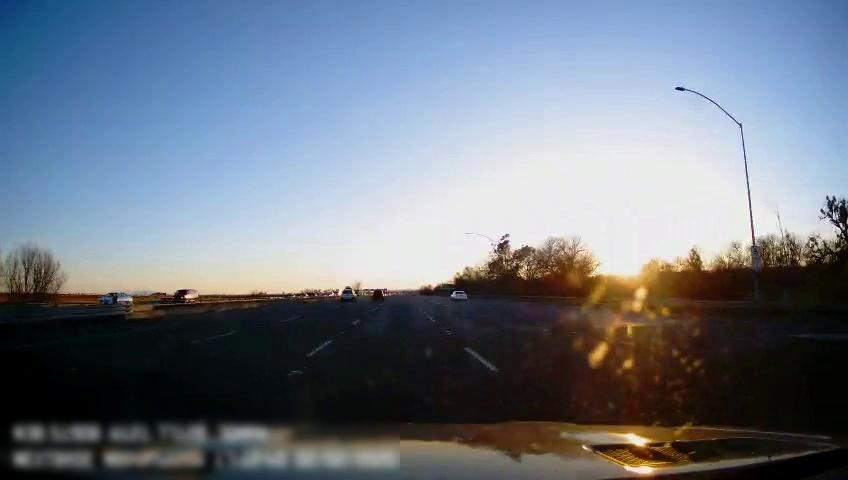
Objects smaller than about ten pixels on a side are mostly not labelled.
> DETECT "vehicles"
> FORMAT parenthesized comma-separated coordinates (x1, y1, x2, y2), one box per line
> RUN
(372, 289, 385, 300)
(98, 292, 133, 306)
(171, 289, 198, 304)
(340, 286, 357, 302)
(450, 290, 467, 301)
